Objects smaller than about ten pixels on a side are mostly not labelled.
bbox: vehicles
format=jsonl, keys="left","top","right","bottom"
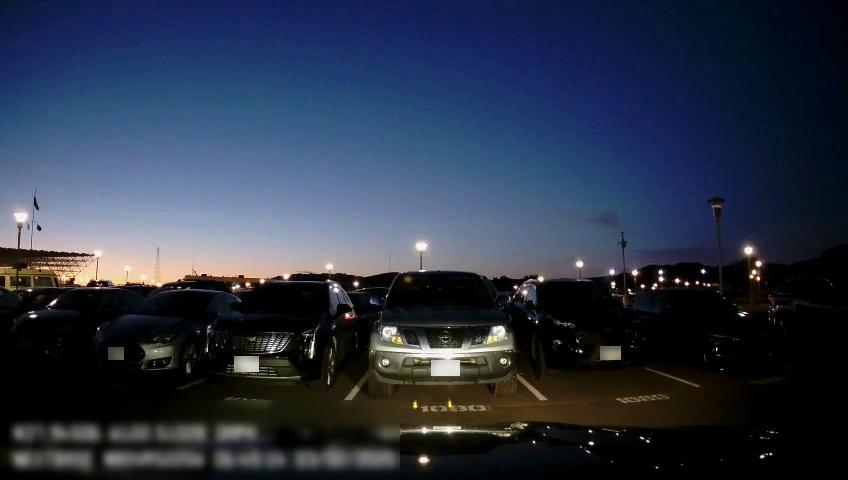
{"left": 367, "top": 269, "right": 520, "bottom": 400}
{"left": 0, "top": 267, "right": 63, "bottom": 298}
{"left": 766, "top": 274, "right": 848, "bottom": 337}
{"left": 10, "top": 287, "right": 149, "bottom": 357}
{"left": 500, "top": 276, "right": 659, "bottom": 387}
{"left": 85, "top": 279, "right": 113, "bottom": 289}
{"left": 202, "top": 278, "right": 362, "bottom": 391}
{"left": 0, "top": 287, "right": 76, "bottom": 334}
{"left": 619, "top": 287, "right": 784, "bottom": 374}
{"left": 92, "top": 288, "right": 242, "bottom": 380}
